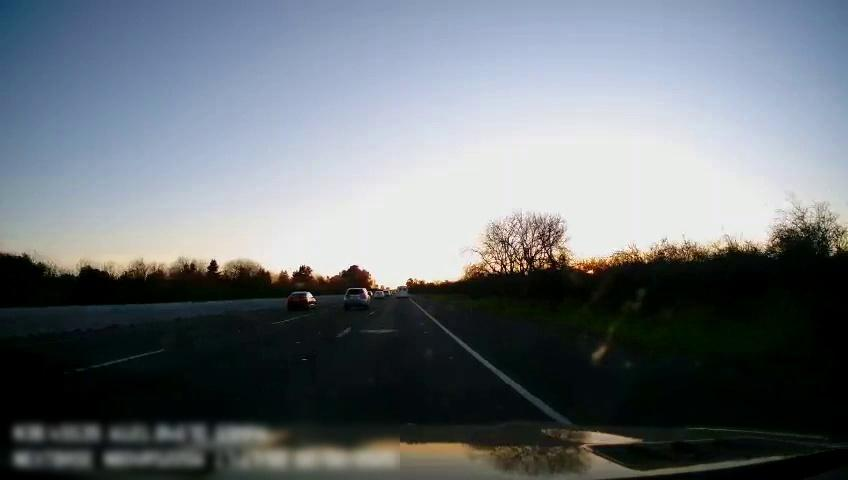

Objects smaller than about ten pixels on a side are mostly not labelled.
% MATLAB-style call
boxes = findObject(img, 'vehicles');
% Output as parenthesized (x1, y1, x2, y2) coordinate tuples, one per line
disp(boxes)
(373, 290, 385, 300)
(342, 287, 372, 310)
(395, 285, 408, 300)
(287, 291, 318, 313)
